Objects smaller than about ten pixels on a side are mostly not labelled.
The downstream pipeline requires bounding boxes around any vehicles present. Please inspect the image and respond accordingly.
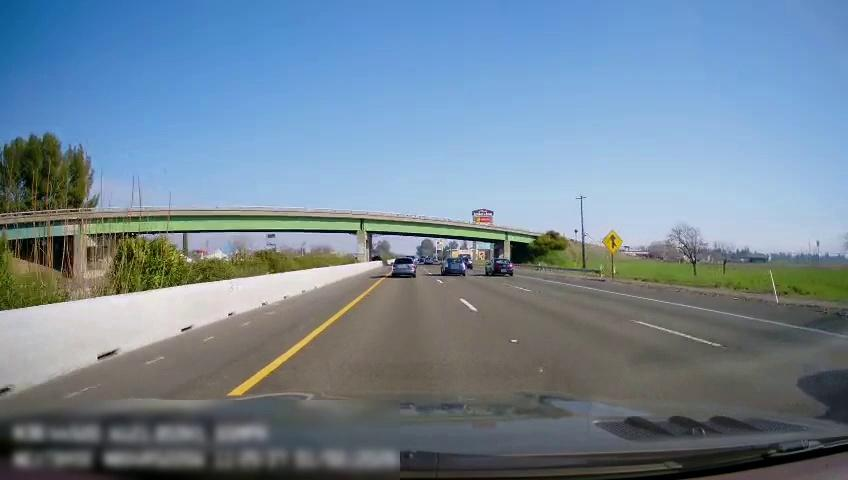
[484,258,513,277]
[422,256,434,265]
[390,257,418,280]
[439,256,467,277]
[460,256,473,271]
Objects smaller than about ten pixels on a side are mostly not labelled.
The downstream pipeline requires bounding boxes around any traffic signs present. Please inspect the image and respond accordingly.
[601,229,624,256]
